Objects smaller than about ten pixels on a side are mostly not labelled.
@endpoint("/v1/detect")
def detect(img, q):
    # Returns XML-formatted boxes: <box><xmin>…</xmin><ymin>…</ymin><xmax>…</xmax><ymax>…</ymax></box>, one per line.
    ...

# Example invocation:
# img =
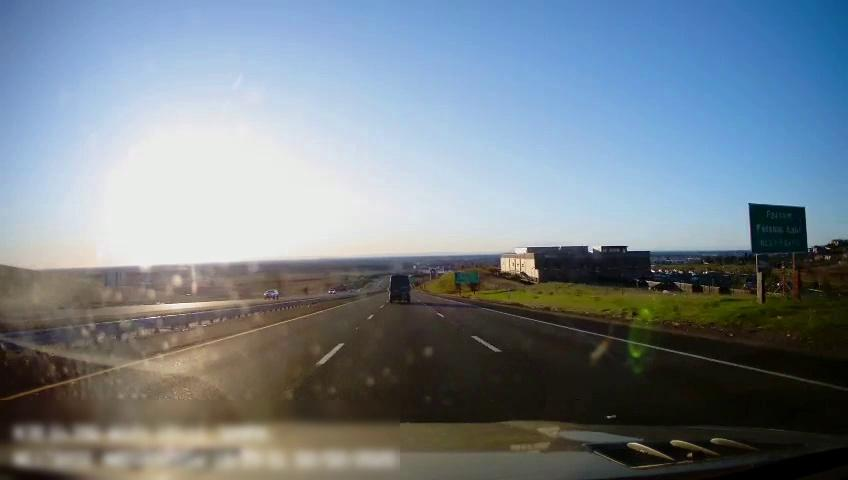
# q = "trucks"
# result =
<box><xmin>390</xmin><ymin>275</ymin><xmax>411</xmax><ymax>304</ymax></box>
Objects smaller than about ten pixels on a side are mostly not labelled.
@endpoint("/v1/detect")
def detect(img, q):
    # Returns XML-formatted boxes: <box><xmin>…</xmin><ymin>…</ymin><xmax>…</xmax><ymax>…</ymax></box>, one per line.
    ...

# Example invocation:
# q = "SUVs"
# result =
<box><xmin>263</xmin><ymin>289</ymin><xmax>279</xmax><ymax>300</ymax></box>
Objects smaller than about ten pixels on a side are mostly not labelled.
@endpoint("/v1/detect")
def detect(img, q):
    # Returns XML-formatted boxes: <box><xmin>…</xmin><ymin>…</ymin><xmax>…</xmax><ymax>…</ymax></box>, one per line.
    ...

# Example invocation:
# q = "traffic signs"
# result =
<box><xmin>454</xmin><ymin>271</ymin><xmax>480</xmax><ymax>283</ymax></box>
<box><xmin>748</xmin><ymin>202</ymin><xmax>809</xmax><ymax>255</ymax></box>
